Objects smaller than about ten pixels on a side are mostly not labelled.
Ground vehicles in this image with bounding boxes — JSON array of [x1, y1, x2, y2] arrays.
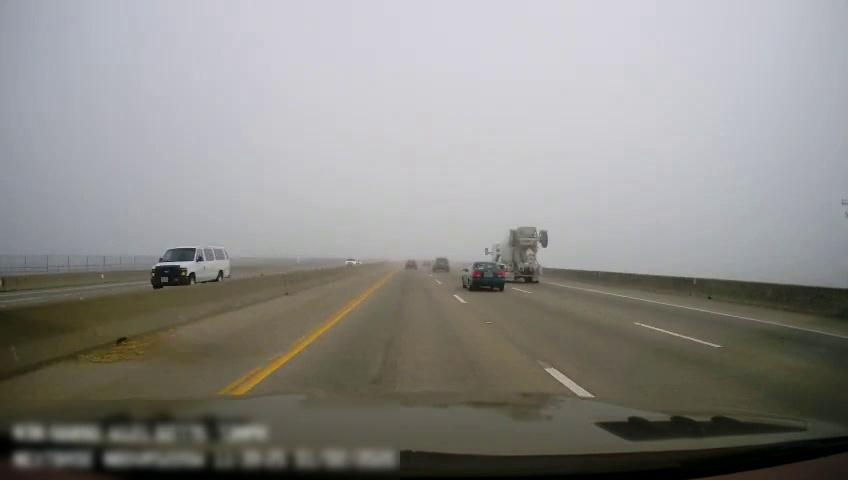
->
[[484, 225, 549, 284], [404, 259, 418, 269], [431, 256, 450, 273], [343, 258, 358, 266], [460, 260, 506, 292], [149, 246, 232, 290]]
